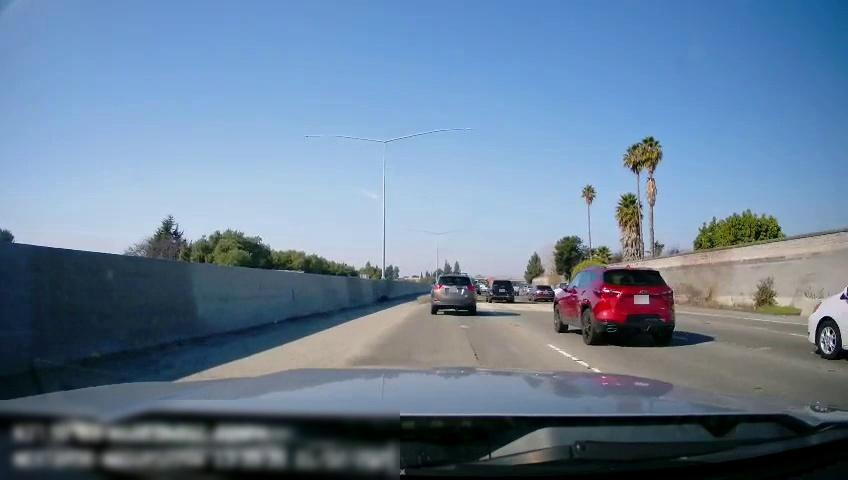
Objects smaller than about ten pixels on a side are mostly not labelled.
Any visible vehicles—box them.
[471,282,482,296]
[527,284,556,303]
[550,287,563,299]
[552,263,676,346]
[807,284,848,361]
[508,280,520,297]
[430,272,479,316]
[484,279,515,303]
[477,282,490,293]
